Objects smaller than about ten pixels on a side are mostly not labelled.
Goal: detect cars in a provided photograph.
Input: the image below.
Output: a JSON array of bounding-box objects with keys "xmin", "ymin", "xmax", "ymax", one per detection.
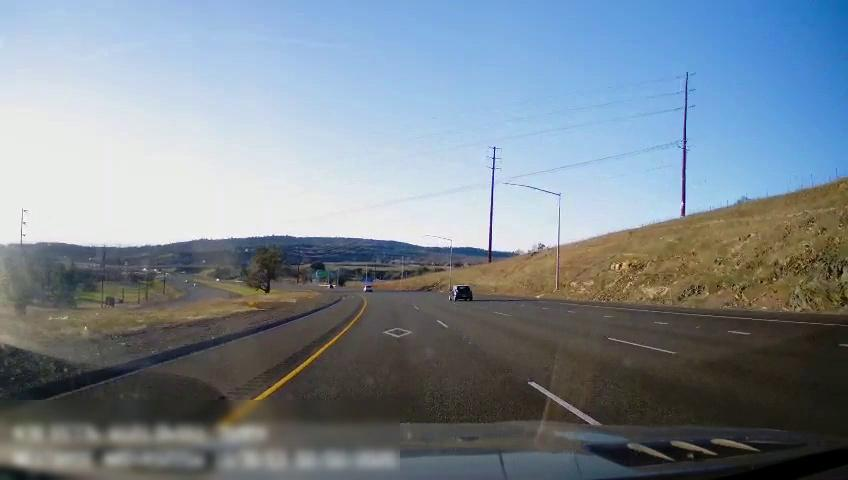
[
  {"xmin": 363, "ymin": 284, "xmax": 374, "ymax": 292},
  {"xmin": 448, "ymin": 284, "xmax": 473, "ymax": 302}
]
